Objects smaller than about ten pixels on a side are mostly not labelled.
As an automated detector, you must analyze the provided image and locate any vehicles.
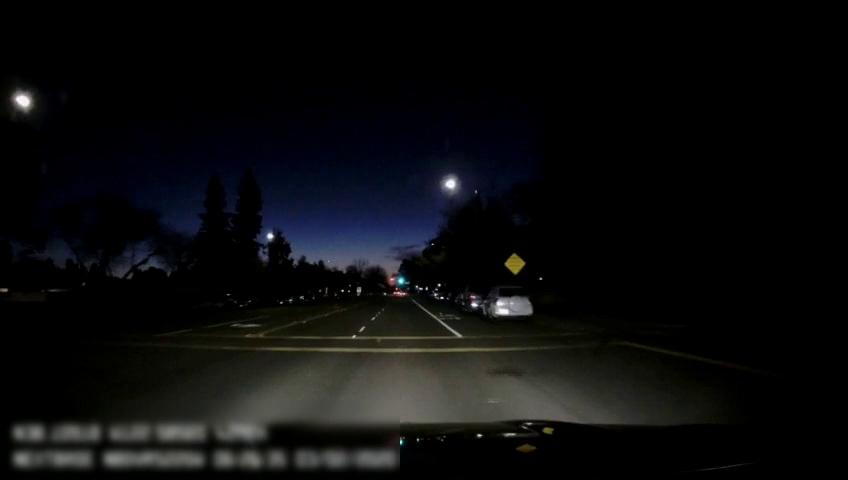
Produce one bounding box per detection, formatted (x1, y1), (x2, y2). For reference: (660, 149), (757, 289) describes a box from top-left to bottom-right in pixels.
(460, 283), (489, 316)
(430, 286), (453, 305)
(479, 285), (534, 325)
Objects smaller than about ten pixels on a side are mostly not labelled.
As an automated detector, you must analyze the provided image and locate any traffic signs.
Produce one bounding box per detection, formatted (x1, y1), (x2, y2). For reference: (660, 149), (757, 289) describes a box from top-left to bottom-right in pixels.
(505, 255), (527, 273)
